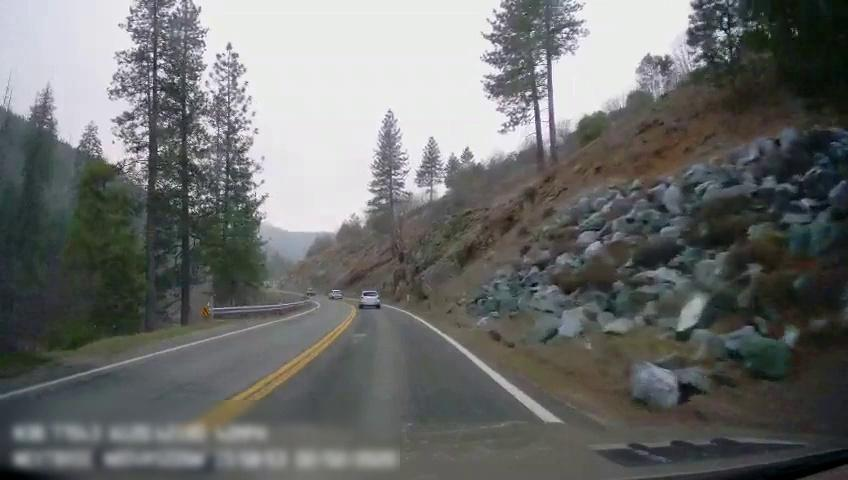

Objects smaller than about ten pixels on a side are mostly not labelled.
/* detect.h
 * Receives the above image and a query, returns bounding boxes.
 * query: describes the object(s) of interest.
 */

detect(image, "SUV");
[328,289,343,300]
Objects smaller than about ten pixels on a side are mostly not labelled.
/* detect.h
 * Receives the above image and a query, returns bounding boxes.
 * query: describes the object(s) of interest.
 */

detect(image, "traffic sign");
[200,306,209,318]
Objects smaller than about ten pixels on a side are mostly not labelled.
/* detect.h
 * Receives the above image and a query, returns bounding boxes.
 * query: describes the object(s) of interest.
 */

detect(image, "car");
[359,290,381,310]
